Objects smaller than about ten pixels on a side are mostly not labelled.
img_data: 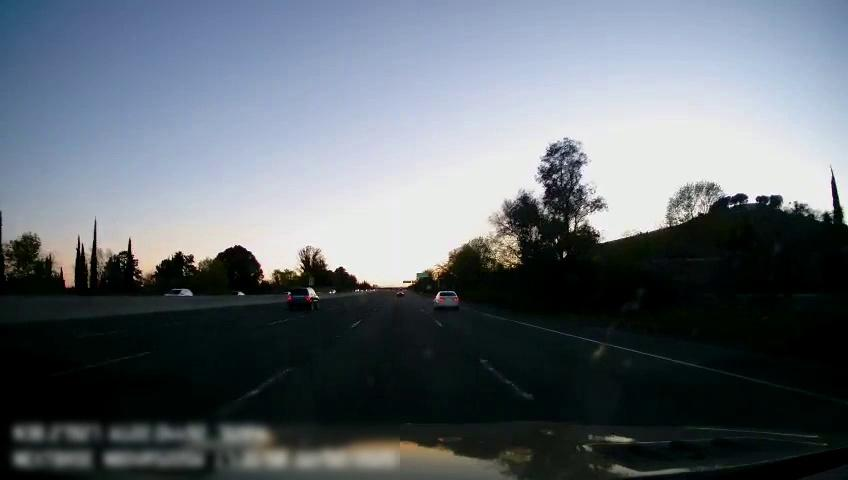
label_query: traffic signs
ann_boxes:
[417,273,429,278]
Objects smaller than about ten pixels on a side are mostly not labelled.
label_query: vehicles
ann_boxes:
[163,287,194,298]
[287,287,320,312]
[433,290,459,311]
[230,291,245,296]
